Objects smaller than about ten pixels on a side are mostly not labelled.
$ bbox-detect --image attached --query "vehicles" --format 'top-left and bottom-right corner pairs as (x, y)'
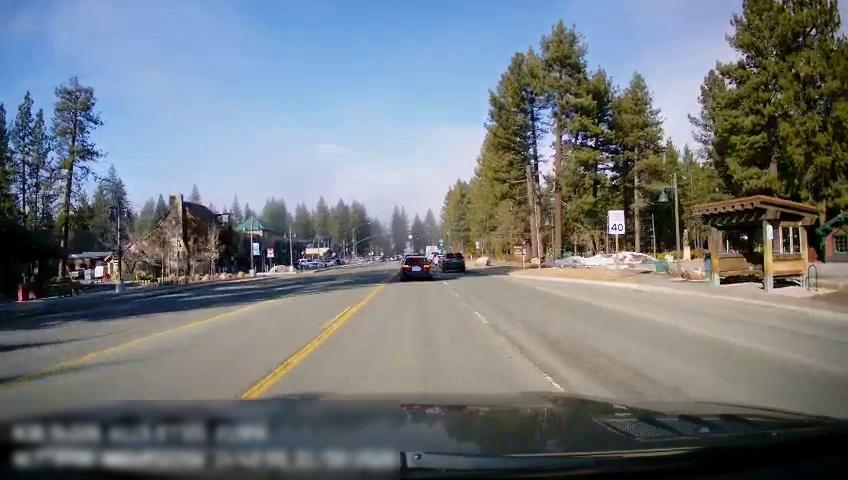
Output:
(441, 252), (464, 272)
(28, 279), (74, 301)
(300, 259), (318, 270)
(400, 254), (432, 281)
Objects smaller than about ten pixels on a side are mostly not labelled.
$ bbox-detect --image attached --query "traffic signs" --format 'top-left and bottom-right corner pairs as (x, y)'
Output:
(607, 210), (626, 235)
(267, 247), (275, 258)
